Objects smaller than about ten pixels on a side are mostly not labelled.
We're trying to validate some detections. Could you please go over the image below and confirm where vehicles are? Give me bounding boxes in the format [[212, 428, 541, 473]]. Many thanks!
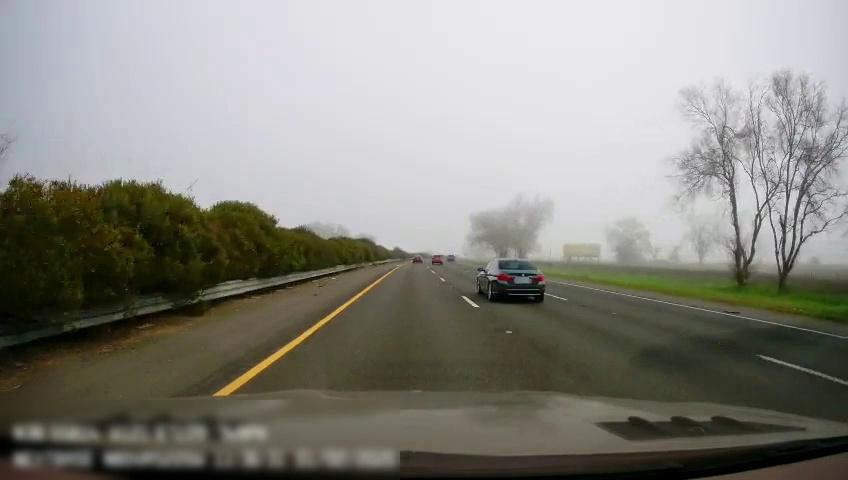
[[412, 255, 425, 264], [447, 255, 456, 262], [430, 254, 443, 265], [475, 259, 545, 303]]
